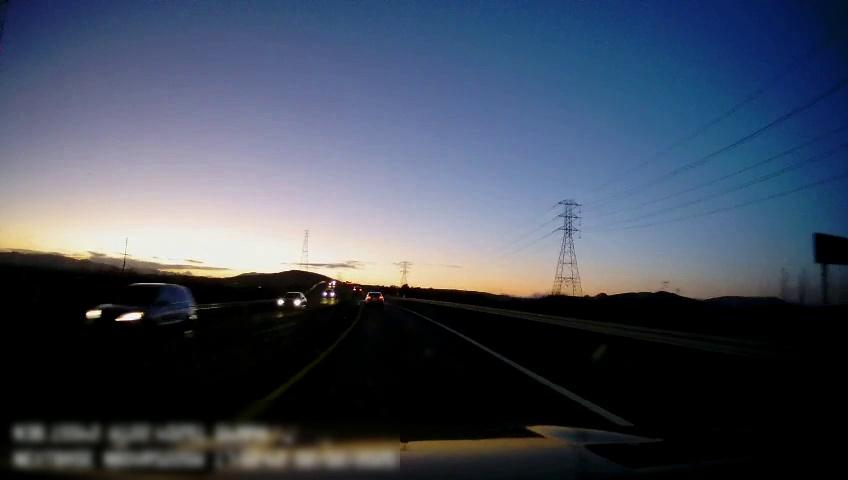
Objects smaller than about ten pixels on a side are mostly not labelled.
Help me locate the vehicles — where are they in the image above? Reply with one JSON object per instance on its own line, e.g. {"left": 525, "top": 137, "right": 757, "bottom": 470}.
{"left": 365, "top": 291, "right": 385, "bottom": 305}
{"left": 84, "top": 281, "right": 196, "bottom": 345}
{"left": 321, "top": 288, "right": 336, "bottom": 299}
{"left": 276, "top": 291, "right": 307, "bottom": 312}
